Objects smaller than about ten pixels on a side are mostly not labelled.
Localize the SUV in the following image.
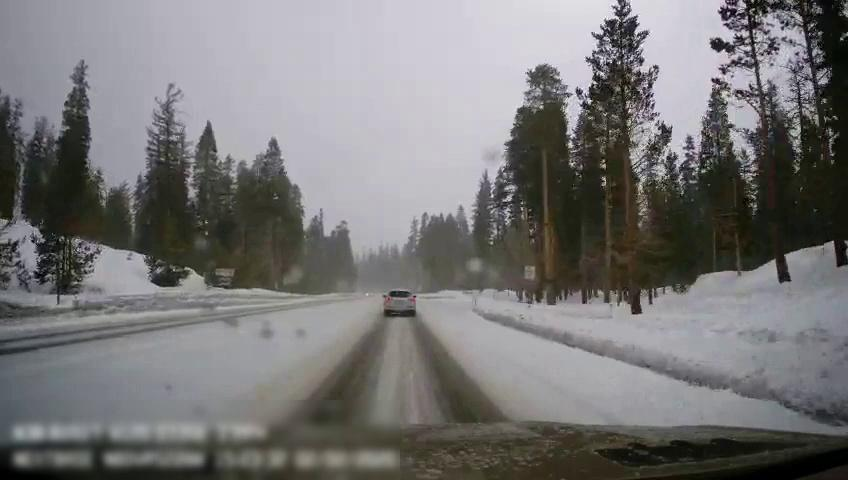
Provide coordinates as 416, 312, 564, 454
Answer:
381, 289, 417, 316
